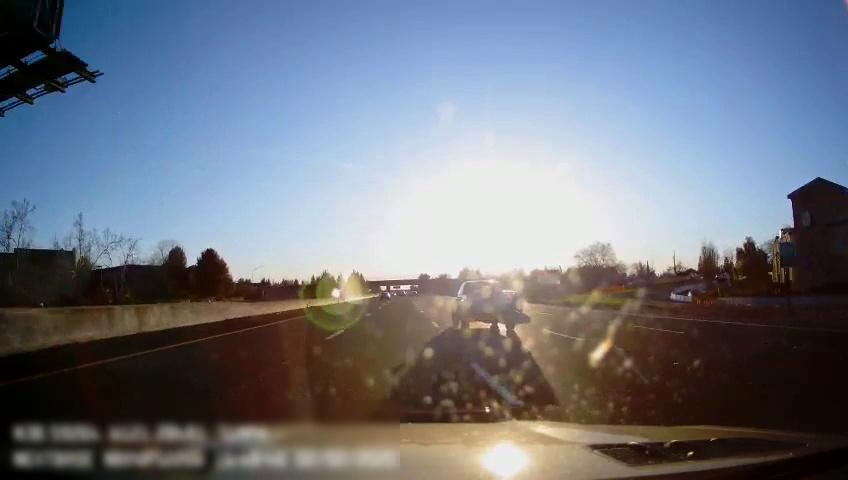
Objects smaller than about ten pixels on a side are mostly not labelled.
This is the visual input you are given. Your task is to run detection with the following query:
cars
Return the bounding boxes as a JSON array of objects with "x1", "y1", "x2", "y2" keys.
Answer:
[
  {"x1": 378, "y1": 291, "x2": 390, "y2": 301},
  {"x1": 504, "y1": 290, "x2": 524, "y2": 313}
]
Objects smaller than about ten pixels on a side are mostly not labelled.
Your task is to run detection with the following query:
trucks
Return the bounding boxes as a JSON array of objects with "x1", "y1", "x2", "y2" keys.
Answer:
[{"x1": 452, "y1": 281, "x2": 517, "y2": 330}]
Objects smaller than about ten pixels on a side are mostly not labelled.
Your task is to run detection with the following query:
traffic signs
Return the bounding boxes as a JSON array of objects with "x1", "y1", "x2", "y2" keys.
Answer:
[{"x1": 0, "y1": 0, "x2": 41, "y2": 49}]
